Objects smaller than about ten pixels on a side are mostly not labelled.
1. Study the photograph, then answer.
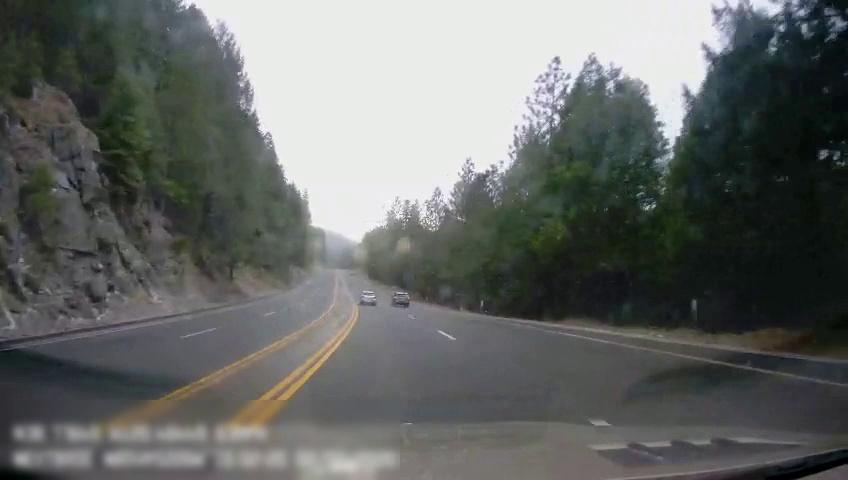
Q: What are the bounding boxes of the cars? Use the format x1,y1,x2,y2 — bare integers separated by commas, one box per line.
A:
391,292,411,308
359,290,377,305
